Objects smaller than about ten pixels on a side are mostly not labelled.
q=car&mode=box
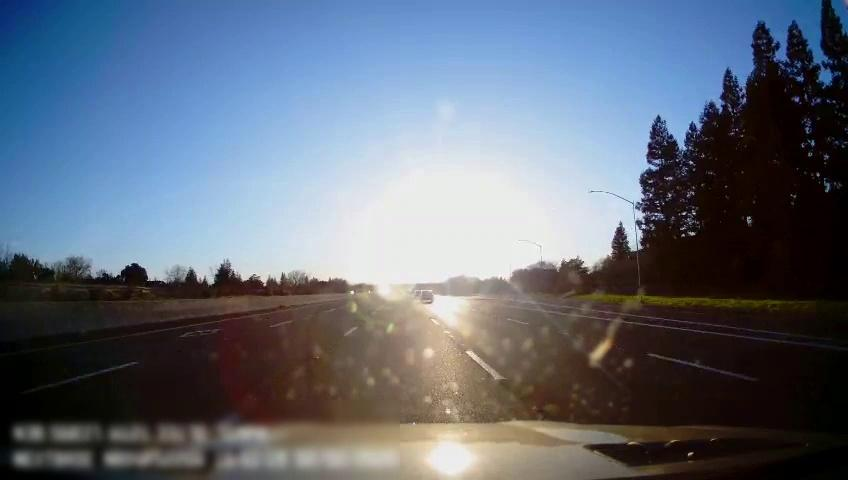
[419,289,434,303]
